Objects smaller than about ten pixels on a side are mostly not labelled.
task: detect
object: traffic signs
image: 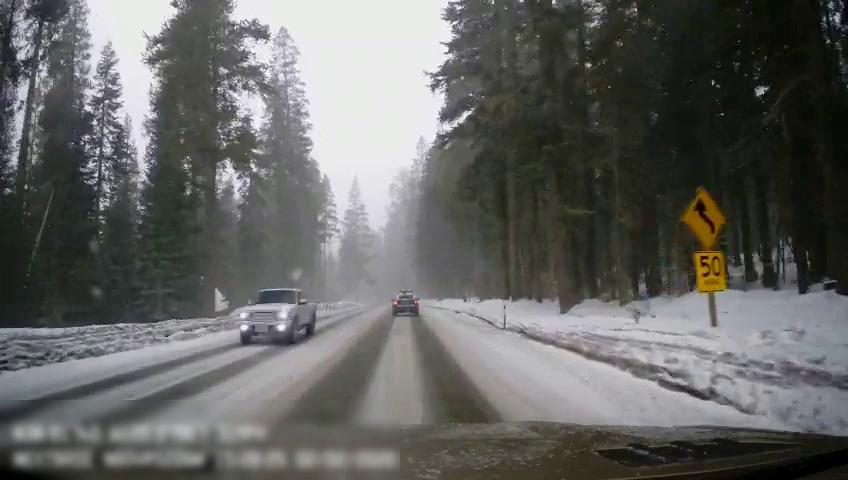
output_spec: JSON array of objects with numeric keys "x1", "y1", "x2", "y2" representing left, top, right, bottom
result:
[
  {"x1": 679, "y1": 185, "x2": 726, "y2": 249},
  {"x1": 693, "y1": 249, "x2": 727, "y2": 294}
]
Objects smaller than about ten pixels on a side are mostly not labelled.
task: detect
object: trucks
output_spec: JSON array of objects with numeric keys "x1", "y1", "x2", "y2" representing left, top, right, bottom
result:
[{"x1": 238, "y1": 287, "x2": 318, "y2": 345}]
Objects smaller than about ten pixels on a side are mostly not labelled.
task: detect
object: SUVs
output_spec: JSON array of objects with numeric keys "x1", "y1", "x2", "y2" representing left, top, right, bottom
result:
[{"x1": 391, "y1": 288, "x2": 421, "y2": 317}]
